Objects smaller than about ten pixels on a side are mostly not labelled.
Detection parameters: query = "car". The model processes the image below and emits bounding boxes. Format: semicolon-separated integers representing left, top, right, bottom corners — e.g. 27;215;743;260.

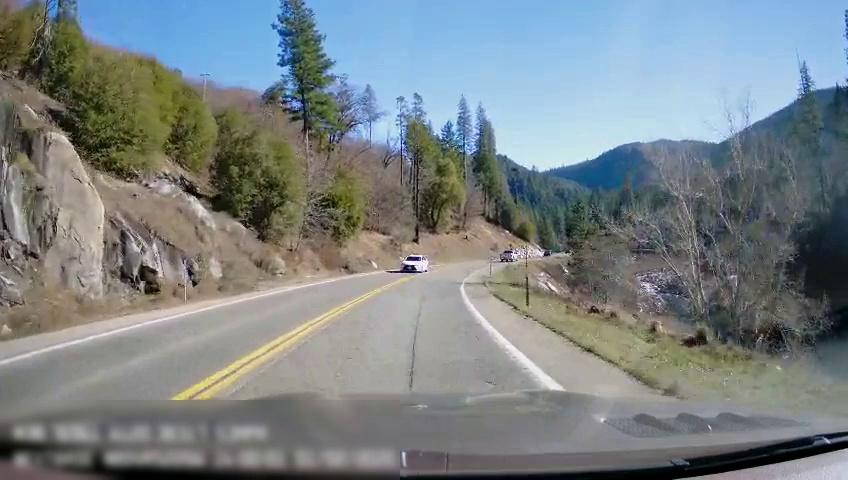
400;254;430;273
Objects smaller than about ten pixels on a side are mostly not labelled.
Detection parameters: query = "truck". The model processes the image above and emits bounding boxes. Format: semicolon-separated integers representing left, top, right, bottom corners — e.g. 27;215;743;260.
501;250;519;262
